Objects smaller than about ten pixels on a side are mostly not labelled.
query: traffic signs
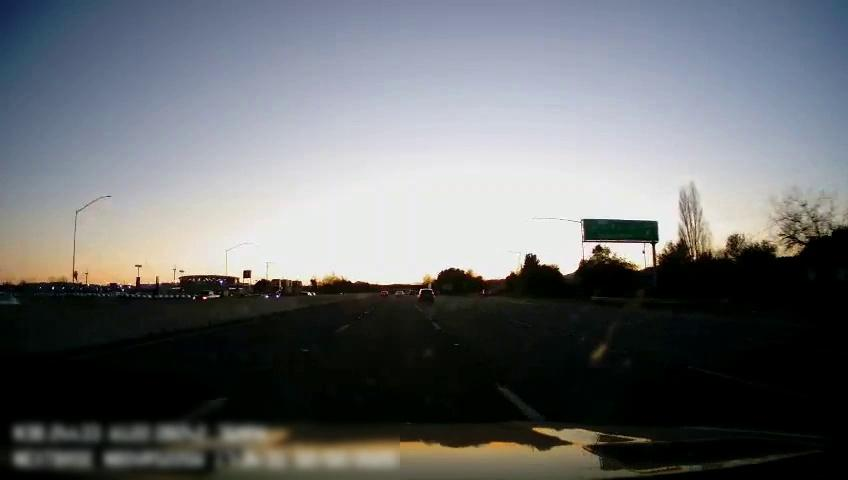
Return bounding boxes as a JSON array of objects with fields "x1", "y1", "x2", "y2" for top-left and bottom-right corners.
[{"x1": 583, "y1": 218, "x2": 659, "y2": 242}]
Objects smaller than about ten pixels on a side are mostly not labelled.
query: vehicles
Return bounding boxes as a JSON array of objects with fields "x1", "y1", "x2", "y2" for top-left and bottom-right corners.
[
  {"x1": 192, "y1": 290, "x2": 221, "y2": 302},
  {"x1": 297, "y1": 292, "x2": 313, "y2": 298},
  {"x1": 0, "y1": 292, "x2": 20, "y2": 305},
  {"x1": 428, "y1": 284, "x2": 437, "y2": 295},
  {"x1": 417, "y1": 289, "x2": 434, "y2": 303}
]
